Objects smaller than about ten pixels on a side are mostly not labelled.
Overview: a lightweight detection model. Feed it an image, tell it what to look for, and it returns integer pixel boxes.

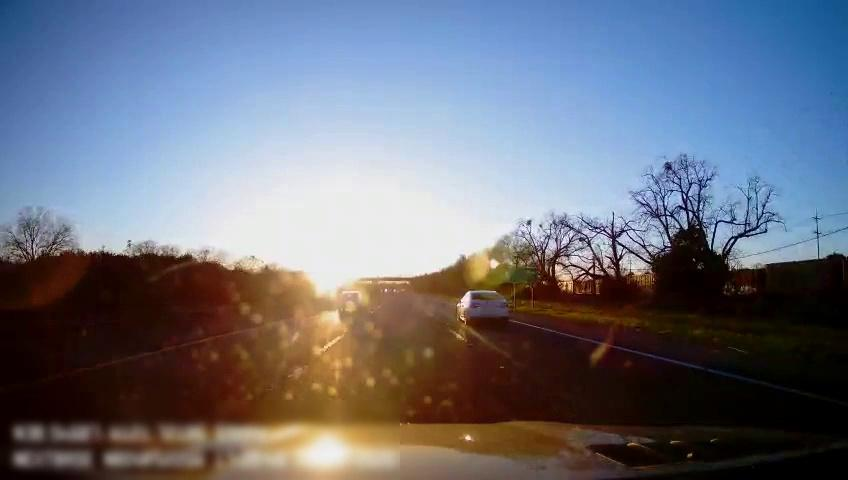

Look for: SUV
[338,290,367,315]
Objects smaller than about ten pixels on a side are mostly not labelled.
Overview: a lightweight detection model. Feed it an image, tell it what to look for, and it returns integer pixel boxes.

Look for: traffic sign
[506,266,535,283]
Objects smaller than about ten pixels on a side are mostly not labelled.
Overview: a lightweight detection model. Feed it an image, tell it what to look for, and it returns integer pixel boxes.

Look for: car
[457,290,509,328]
